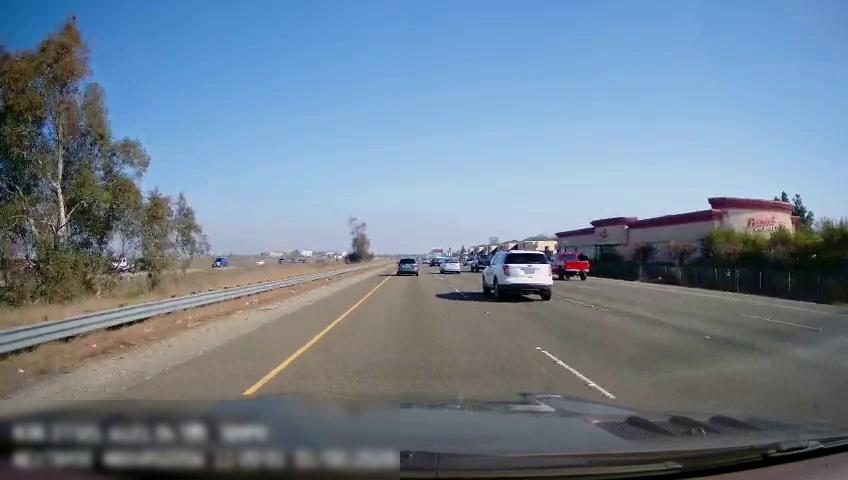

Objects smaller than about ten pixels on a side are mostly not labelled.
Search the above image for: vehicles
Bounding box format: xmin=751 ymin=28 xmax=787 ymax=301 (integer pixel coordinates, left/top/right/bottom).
xmin=547 ymin=252 xmax=590 ymax=281
xmin=103 ymin=257 xmax=138 ymax=275
xmin=462 ymin=257 xmax=474 ymax=266
xmin=470 ymin=254 xmax=494 ymax=273
xmin=481 ymin=250 xmax=553 ymax=303
xmin=397 ymin=258 xmax=419 ymax=276
xmin=429 ymin=257 xmax=442 ymax=268
xmin=439 ymin=257 xmax=461 ymax=274
xmin=211 ymin=256 xmax=232 ymax=269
